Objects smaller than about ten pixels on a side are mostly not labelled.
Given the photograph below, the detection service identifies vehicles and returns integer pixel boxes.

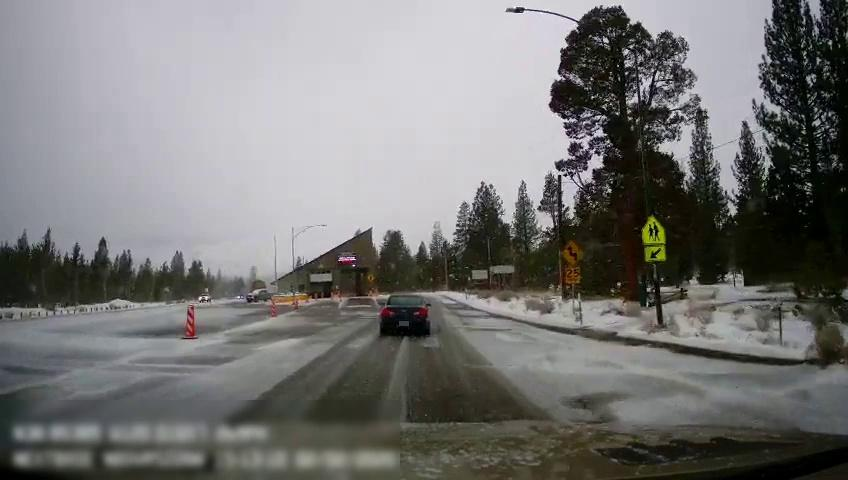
[246,289,275,302]
[379,294,431,336]
[199,294,212,303]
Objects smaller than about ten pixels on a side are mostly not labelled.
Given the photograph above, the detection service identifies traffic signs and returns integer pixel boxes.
[472,270,488,280]
[644,246,666,262]
[565,267,581,285]
[563,241,583,264]
[494,265,515,274]
[642,215,667,245]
